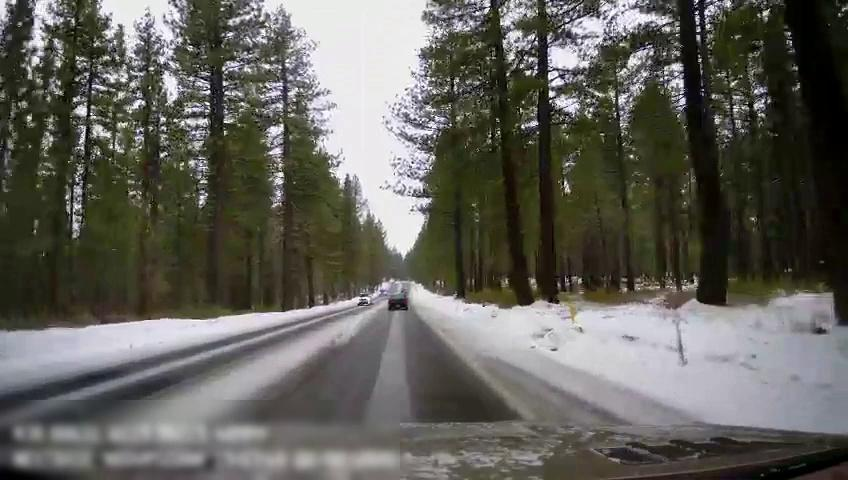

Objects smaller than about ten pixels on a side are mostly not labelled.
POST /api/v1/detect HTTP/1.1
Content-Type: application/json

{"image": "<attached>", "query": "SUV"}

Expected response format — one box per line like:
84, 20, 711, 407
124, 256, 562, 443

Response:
356, 292, 374, 306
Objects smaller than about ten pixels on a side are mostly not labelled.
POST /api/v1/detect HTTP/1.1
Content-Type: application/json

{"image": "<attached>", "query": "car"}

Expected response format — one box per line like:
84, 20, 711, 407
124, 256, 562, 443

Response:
387, 289, 409, 310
